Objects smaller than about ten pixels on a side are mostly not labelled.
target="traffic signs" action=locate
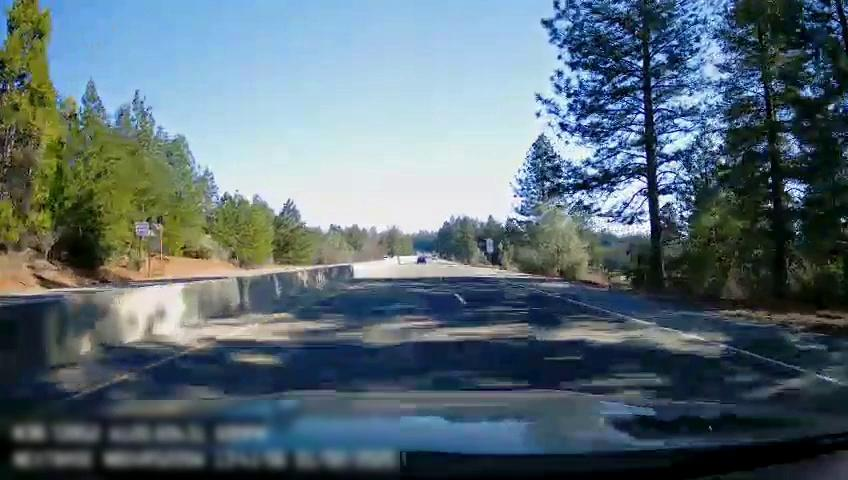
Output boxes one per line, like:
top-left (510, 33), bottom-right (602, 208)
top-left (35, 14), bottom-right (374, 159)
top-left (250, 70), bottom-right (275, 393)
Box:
top-left (486, 239), bottom-right (494, 253)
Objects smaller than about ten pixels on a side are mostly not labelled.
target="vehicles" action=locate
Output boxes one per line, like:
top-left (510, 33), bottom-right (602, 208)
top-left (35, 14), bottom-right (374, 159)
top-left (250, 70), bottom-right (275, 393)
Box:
top-left (382, 255), bottom-right (397, 261)
top-left (416, 255), bottom-right (427, 265)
